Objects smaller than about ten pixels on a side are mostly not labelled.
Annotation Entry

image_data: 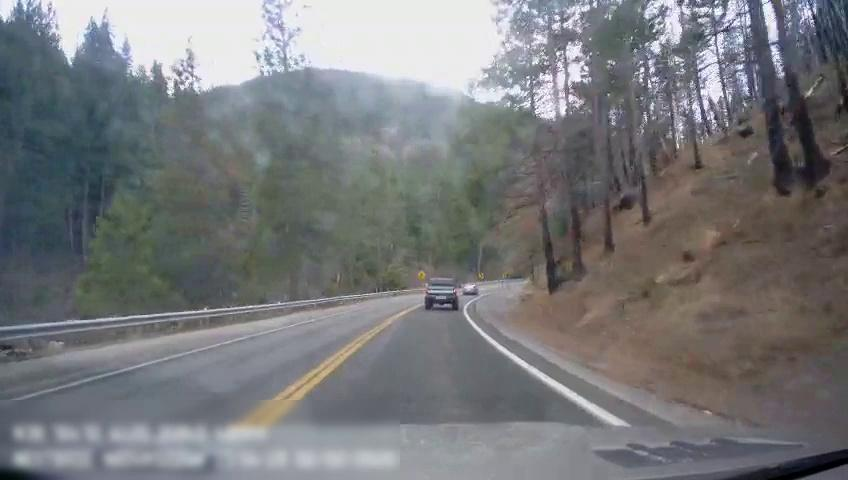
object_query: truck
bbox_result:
[423,278,460,312]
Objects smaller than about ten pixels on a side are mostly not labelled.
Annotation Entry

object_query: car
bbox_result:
[462,282,479,296]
